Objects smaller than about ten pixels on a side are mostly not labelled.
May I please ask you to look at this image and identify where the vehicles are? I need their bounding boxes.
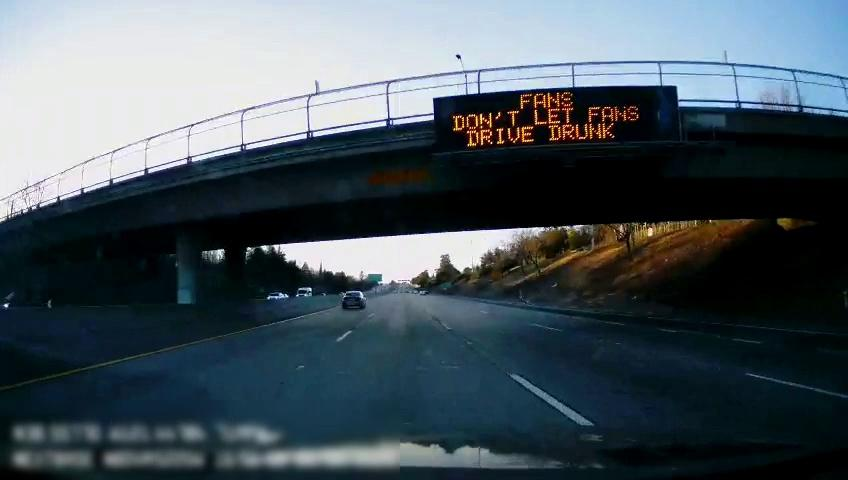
[0,288,52,310]
[296,287,312,297]
[265,292,284,300]
[341,290,367,310]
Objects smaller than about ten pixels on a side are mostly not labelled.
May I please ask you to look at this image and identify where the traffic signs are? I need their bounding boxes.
[440,281,453,291]
[367,273,383,283]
